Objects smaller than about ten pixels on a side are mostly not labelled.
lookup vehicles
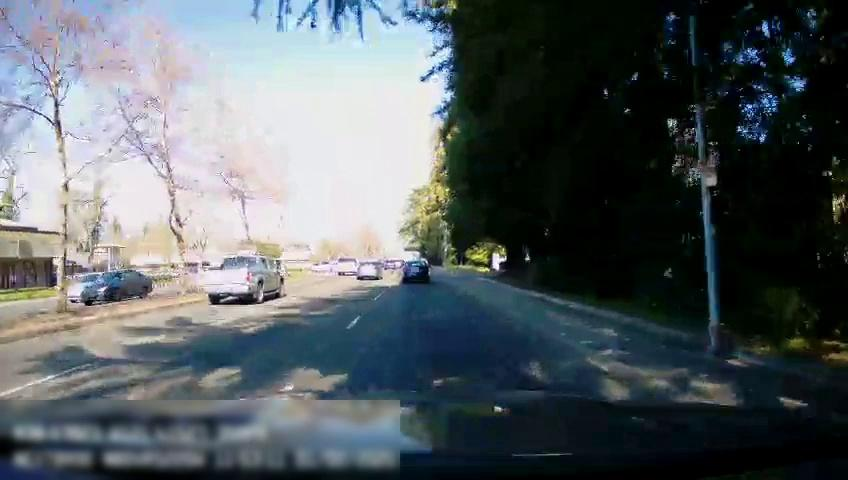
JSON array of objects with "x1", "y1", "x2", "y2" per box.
[
  {"x1": 204, "y1": 255, "x2": 288, "y2": 305},
  {"x1": 336, "y1": 256, "x2": 360, "y2": 275},
  {"x1": 66, "y1": 272, "x2": 107, "y2": 303},
  {"x1": 80, "y1": 271, "x2": 153, "y2": 306},
  {"x1": 356, "y1": 259, "x2": 385, "y2": 281},
  {"x1": 384, "y1": 259, "x2": 396, "y2": 269},
  {"x1": 398, "y1": 256, "x2": 432, "y2": 282}
]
